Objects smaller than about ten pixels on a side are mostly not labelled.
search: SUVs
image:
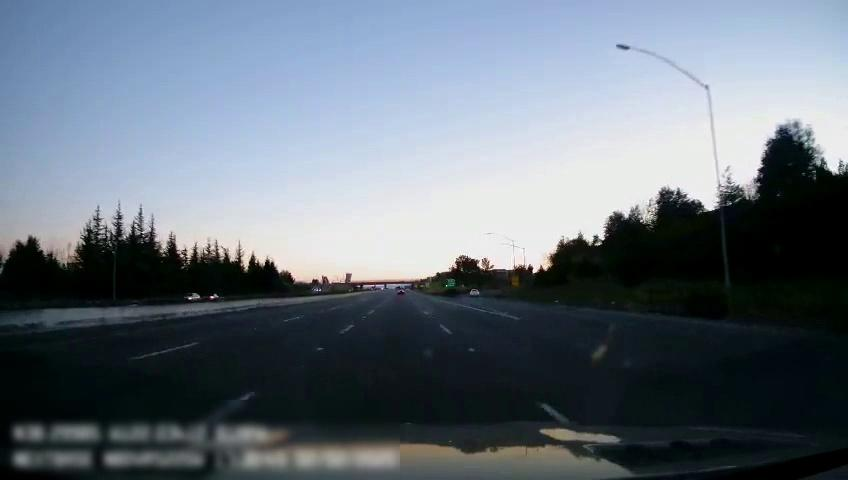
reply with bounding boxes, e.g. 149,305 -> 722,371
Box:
183,292 -> 201,304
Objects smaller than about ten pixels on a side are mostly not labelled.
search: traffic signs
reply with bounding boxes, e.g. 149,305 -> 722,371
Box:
446,278 -> 456,289
511,275 -> 520,287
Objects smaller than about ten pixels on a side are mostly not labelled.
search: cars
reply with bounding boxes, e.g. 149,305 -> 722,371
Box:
203,293 -> 220,303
